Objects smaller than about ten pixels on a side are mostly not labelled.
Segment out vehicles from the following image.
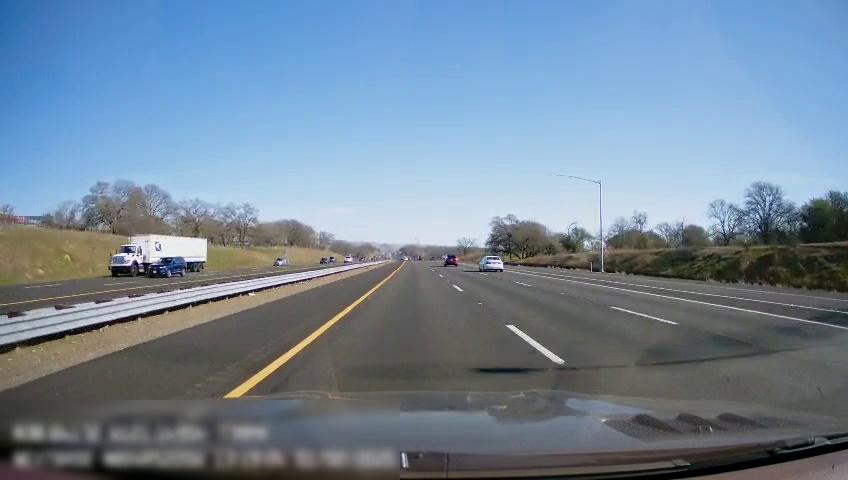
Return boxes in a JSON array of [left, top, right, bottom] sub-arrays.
[[108, 235, 208, 277], [444, 254, 459, 267], [479, 255, 504, 273], [344, 256, 353, 264], [147, 256, 188, 278], [272, 258, 286, 266], [320, 257, 331, 265]]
